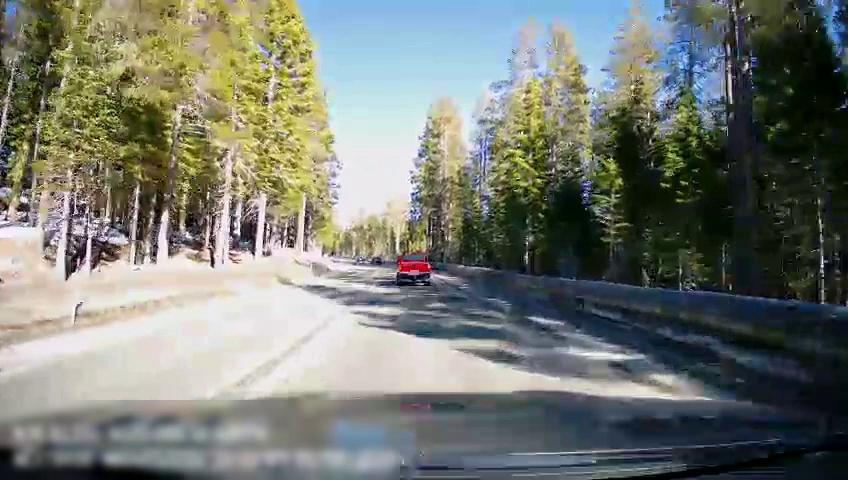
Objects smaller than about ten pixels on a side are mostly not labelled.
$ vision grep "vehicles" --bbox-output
[395,251,432,285]
[371,255,384,265]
